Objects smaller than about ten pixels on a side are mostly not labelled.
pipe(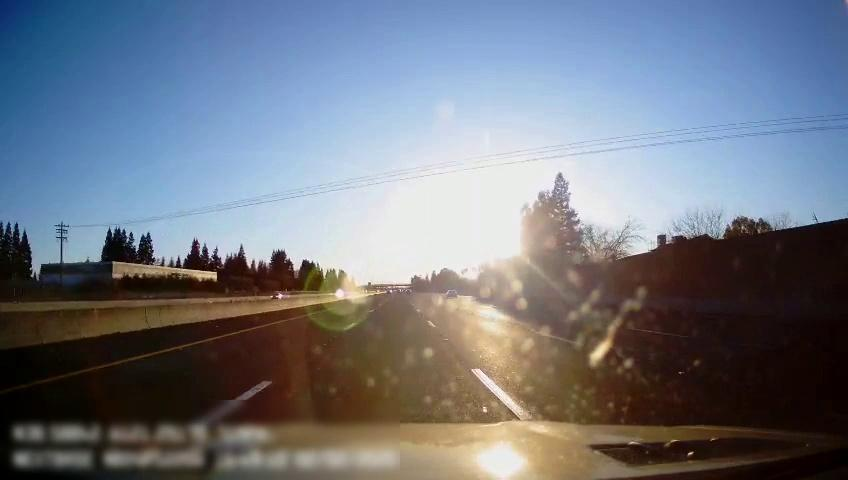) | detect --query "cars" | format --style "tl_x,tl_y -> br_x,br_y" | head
445,289 -> 458,299
271,293 -> 283,300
